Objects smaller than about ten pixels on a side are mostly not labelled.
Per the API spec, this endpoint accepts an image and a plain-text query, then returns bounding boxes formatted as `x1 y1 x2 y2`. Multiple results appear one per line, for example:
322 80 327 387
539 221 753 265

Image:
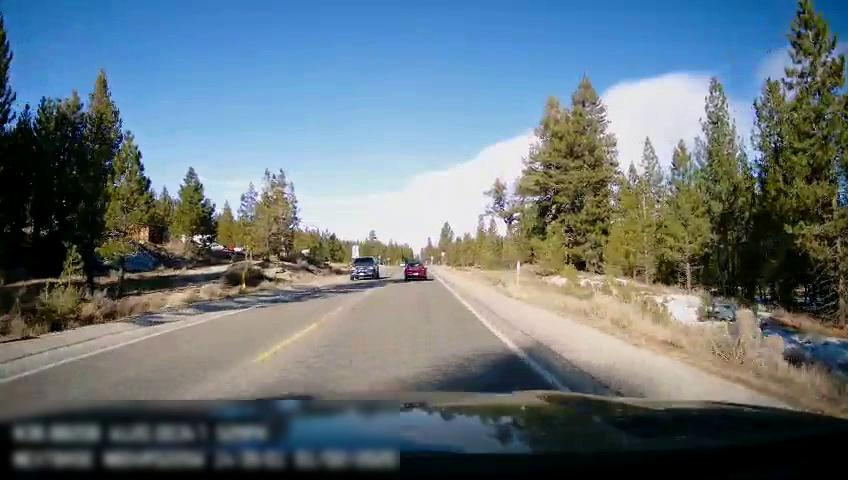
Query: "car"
403 261 427 281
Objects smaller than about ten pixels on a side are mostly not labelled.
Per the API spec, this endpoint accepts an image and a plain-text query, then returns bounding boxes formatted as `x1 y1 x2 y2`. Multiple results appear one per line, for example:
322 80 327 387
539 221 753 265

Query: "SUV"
350 256 380 280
